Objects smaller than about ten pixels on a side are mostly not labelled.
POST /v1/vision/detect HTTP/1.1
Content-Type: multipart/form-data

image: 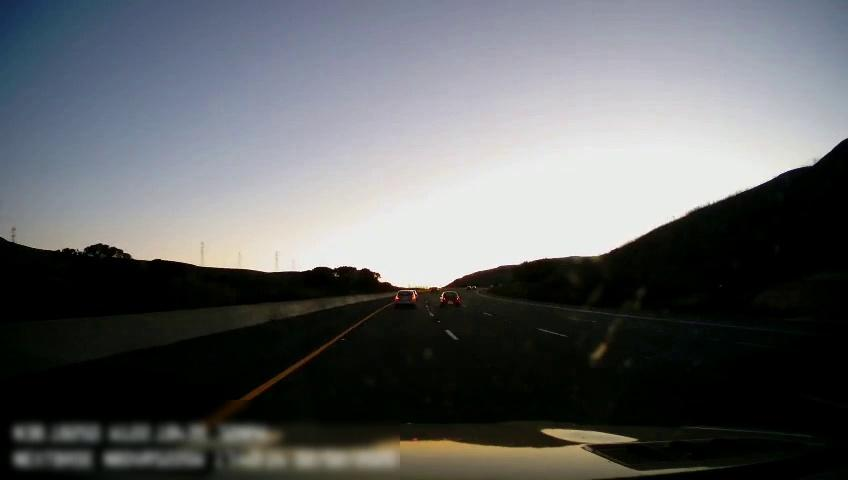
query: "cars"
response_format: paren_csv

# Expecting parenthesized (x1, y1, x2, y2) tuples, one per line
(440, 291, 460, 307)
(395, 290, 417, 309)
